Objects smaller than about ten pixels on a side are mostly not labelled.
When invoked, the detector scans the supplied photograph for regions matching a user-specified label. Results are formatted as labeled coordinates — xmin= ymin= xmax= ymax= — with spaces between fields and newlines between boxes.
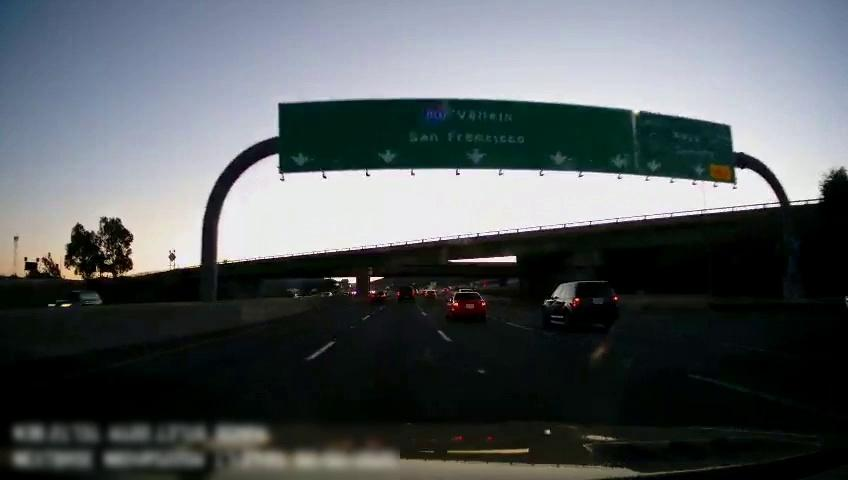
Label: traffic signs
xmin=277 ymin=98 xmax=636 ymax=174
xmin=636 ymin=108 xmax=737 ymax=186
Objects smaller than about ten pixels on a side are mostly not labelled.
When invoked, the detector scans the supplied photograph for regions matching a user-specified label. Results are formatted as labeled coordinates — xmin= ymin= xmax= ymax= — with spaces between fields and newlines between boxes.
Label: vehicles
xmin=47 ymin=291 xmax=103 ymax=308
xmin=541 ymin=281 xmax=620 ymax=333
xmin=369 ymin=289 xmax=386 ymax=303
xmin=425 ymin=289 xmax=436 ymax=300
xmin=321 ymin=291 xmax=333 ymax=297
xmin=446 ymin=291 xmax=487 ymax=322
xmin=397 ymin=285 xmax=415 ymax=302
